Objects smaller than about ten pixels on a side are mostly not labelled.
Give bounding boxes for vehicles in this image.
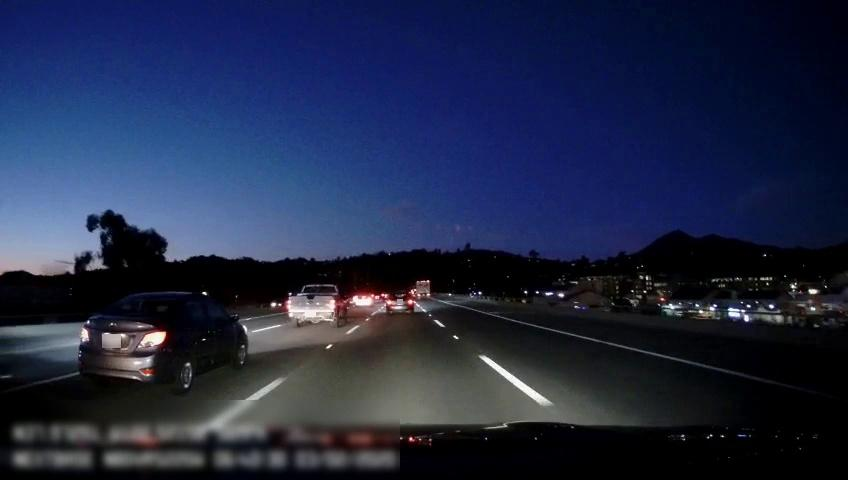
[355,293,375,307]
[370,290,384,302]
[287,284,348,328]
[78,291,249,395]
[385,290,414,315]
[416,280,430,297]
